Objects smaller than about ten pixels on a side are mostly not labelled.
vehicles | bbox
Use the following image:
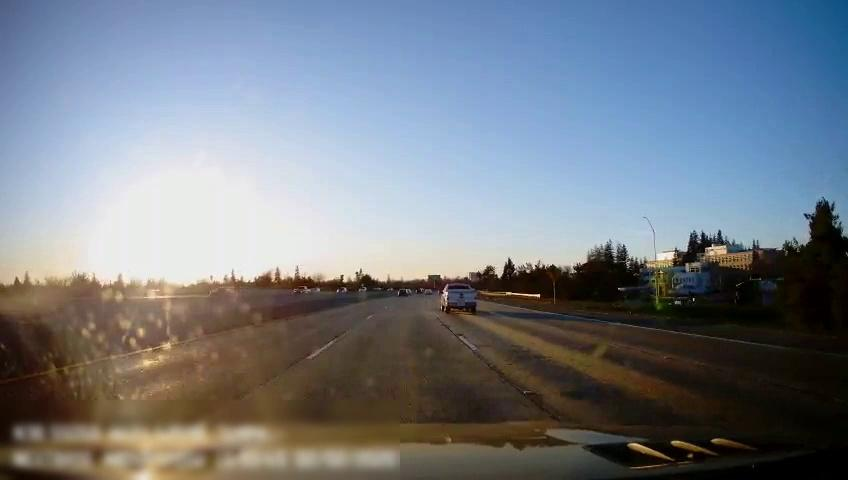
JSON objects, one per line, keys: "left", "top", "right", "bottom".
{"left": 423, "top": 288, "right": 433, "bottom": 296}
{"left": 335, "top": 287, "right": 349, "bottom": 293}
{"left": 397, "top": 288, "right": 409, "bottom": 298}
{"left": 208, "top": 286, "right": 236, "bottom": 296}
{"left": 293, "top": 286, "right": 311, "bottom": 296}
{"left": 438, "top": 282, "right": 476, "bottom": 315}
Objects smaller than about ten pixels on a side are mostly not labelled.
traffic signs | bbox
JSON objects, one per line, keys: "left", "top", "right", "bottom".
{"left": 428, "top": 274, "right": 442, "bottom": 282}
{"left": 546, "top": 264, "right": 561, "bottom": 282}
